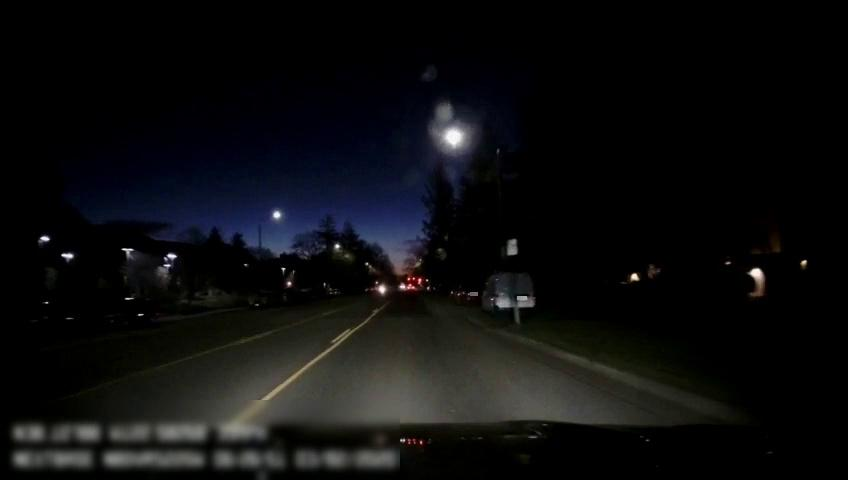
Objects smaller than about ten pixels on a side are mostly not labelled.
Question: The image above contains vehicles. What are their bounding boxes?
[481,272,537,320]
[448,282,486,306]
[248,291,281,309]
